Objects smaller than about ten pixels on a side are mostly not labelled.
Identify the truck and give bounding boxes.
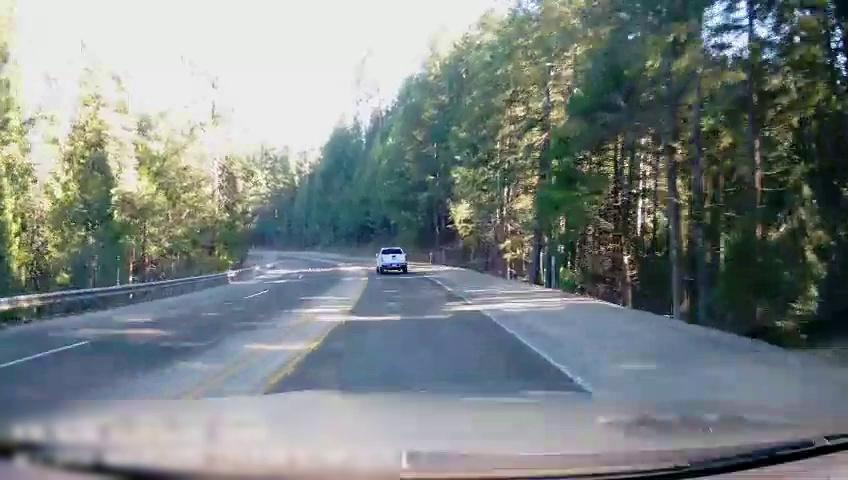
[375,246,408,275]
